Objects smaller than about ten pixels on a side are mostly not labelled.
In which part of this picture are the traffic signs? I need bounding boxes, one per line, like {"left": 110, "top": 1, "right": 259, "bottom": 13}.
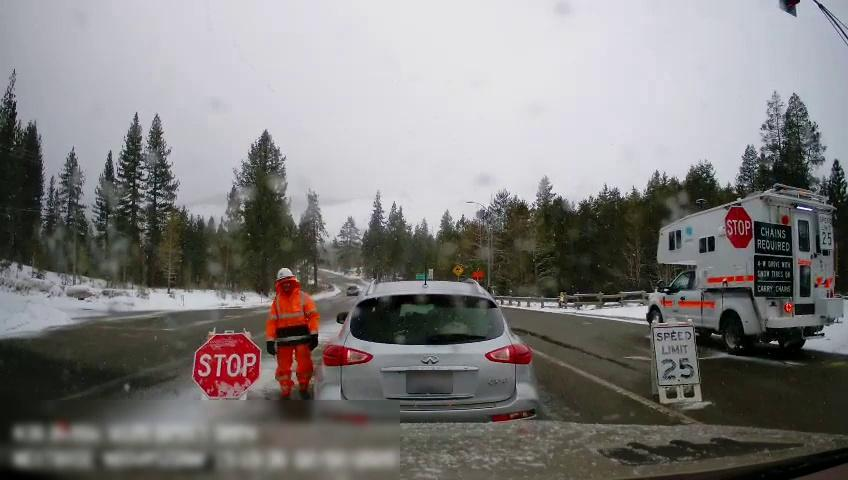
{"left": 649, "top": 321, "right": 701, "bottom": 388}
{"left": 752, "top": 253, "right": 795, "bottom": 299}
{"left": 192, "top": 332, "right": 262, "bottom": 400}
{"left": 818, "top": 212, "right": 835, "bottom": 251}
{"left": 753, "top": 220, "right": 794, "bottom": 258}
{"left": 472, "top": 271, "right": 484, "bottom": 279}
{"left": 723, "top": 206, "right": 754, "bottom": 249}
{"left": 414, "top": 272, "right": 428, "bottom": 280}
{"left": 452, "top": 264, "right": 465, "bottom": 277}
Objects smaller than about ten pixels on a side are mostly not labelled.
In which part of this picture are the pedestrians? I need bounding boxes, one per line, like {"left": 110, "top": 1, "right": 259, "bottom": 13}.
{"left": 265, "top": 267, "right": 321, "bottom": 404}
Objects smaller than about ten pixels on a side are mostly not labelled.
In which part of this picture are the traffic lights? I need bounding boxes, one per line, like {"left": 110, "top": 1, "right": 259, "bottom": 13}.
{"left": 777, "top": 0, "right": 802, "bottom": 20}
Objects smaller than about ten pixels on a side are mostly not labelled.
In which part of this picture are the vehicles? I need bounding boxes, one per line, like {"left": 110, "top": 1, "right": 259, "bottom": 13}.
{"left": 347, "top": 285, "right": 359, "bottom": 296}
{"left": 310, "top": 277, "right": 543, "bottom": 425}
{"left": 646, "top": 182, "right": 845, "bottom": 355}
